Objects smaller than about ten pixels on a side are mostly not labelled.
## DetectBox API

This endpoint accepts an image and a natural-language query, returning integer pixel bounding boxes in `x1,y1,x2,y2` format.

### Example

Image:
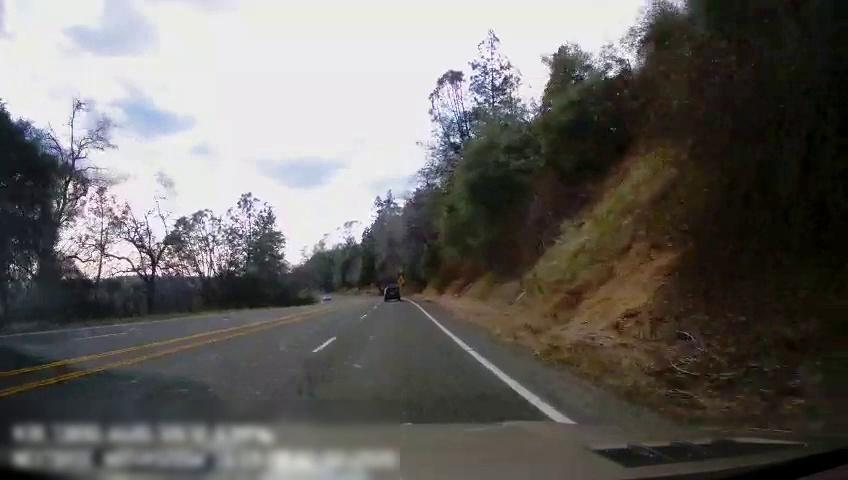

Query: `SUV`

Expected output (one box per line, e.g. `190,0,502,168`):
383,287,401,303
